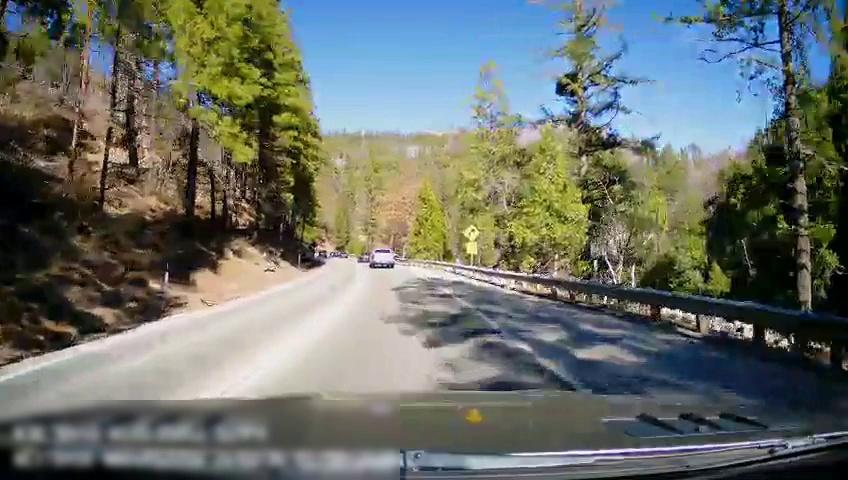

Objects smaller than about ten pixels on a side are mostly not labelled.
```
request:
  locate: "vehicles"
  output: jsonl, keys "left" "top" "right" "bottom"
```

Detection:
{"left": 369, "top": 247, "right": 395, "bottom": 268}
{"left": 359, "top": 253, "right": 370, "bottom": 262}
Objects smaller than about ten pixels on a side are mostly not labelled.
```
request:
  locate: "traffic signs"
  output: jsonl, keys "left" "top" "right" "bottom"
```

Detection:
{"left": 465, "top": 241, "right": 480, "bottom": 256}
{"left": 462, "top": 224, "right": 480, "bottom": 241}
